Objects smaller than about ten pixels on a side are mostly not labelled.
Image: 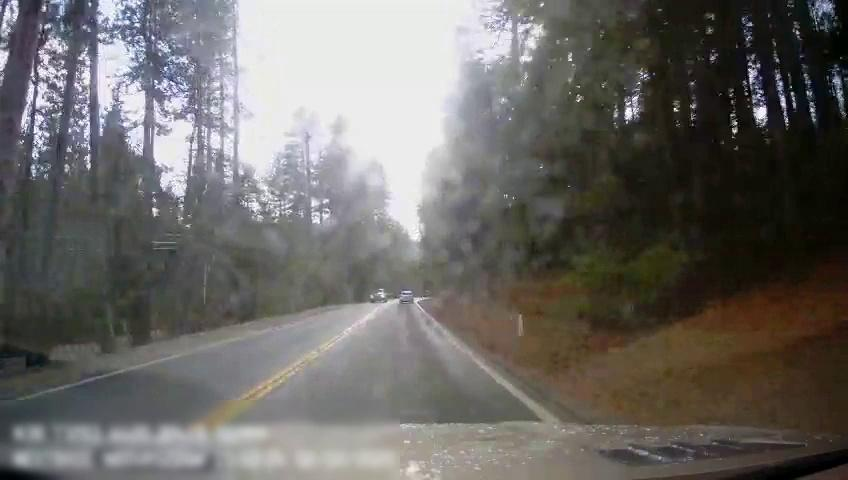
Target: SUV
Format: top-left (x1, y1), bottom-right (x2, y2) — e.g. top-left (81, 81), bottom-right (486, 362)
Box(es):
top-left (398, 289), bottom-right (414, 304)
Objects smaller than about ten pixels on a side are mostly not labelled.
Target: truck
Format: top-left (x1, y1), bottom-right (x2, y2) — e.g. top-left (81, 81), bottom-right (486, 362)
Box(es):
top-left (369, 288), bottom-right (388, 304)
